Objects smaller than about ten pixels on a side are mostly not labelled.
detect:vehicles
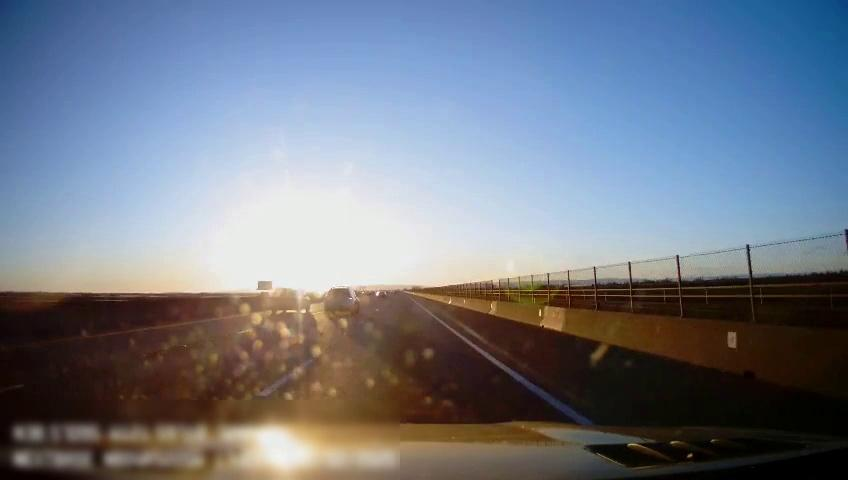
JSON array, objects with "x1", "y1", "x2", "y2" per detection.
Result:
[
  {"x1": 271, "y1": 288, "x2": 310, "y2": 315},
  {"x1": 376, "y1": 290, "x2": 387, "y2": 299},
  {"x1": 324, "y1": 287, "x2": 360, "y2": 315},
  {"x1": 258, "y1": 291, "x2": 271, "y2": 298}
]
